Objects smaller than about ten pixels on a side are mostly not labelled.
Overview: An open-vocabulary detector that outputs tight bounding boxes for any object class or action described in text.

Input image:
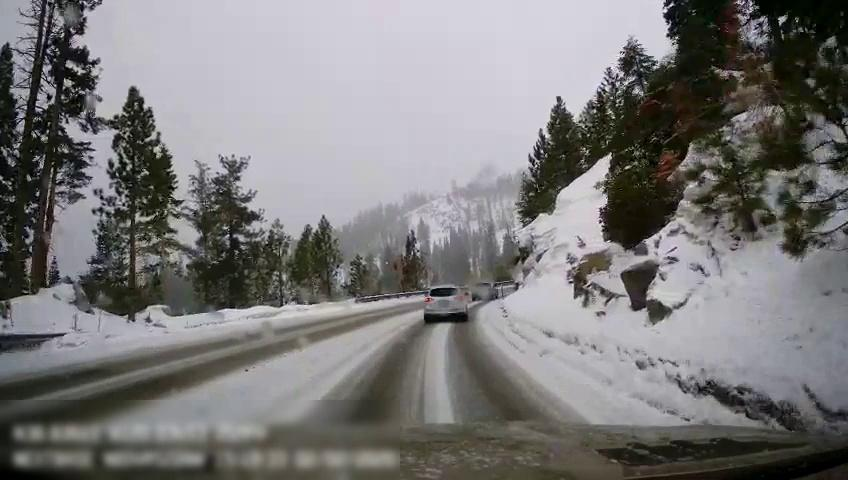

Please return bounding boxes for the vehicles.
[424,284,470,323]
[471,282,499,302]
